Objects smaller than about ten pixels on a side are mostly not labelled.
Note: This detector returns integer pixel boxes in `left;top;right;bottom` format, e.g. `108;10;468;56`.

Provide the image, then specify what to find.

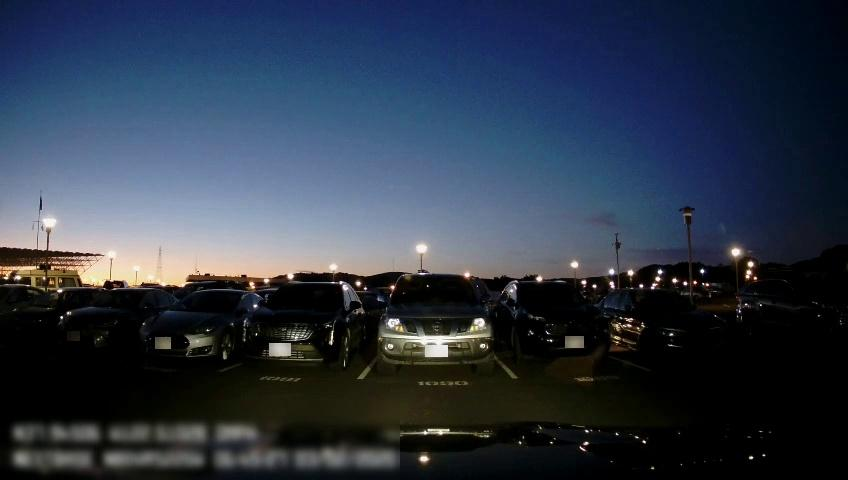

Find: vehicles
102;279;129;290
240;279;372;373
737;276;848;345
52;287;179;355
3;288;109;337
0;283;47;323
137;288;266;365
0;266;82;294
590;288;738;371
491;278;614;366
373;271;503;381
